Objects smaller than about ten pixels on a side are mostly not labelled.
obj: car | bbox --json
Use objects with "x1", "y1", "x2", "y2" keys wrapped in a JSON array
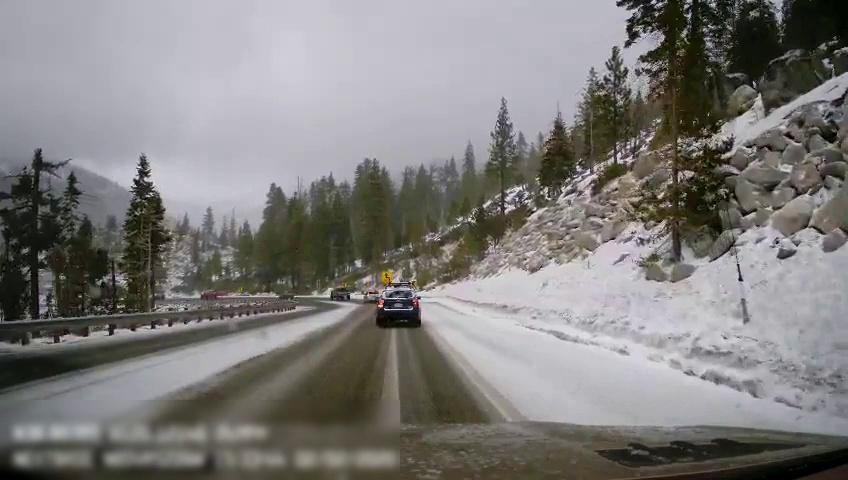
[{"x1": 363, "y1": 289, "x2": 381, "y2": 304}]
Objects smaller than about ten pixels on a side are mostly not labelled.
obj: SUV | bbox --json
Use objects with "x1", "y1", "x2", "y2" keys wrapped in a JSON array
[{"x1": 374, "y1": 281, "x2": 422, "y2": 329}]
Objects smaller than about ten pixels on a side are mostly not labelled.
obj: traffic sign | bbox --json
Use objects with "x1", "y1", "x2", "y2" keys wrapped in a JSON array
[{"x1": 381, "y1": 270, "x2": 392, "y2": 283}]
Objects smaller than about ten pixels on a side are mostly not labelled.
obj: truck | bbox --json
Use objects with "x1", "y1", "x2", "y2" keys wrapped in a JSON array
[{"x1": 330, "y1": 287, "x2": 350, "y2": 301}]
